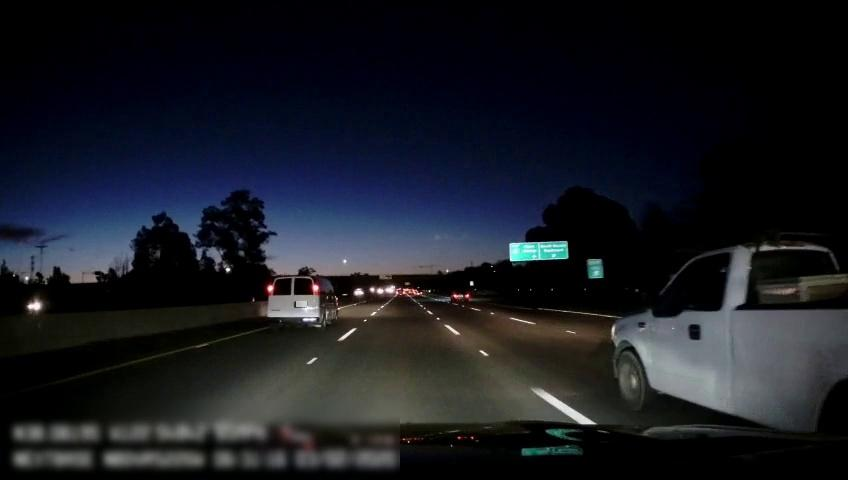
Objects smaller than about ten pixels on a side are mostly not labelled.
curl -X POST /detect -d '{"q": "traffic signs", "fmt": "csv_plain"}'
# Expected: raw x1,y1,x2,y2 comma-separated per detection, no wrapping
587,259,606,280
509,240,569,264
379,274,392,280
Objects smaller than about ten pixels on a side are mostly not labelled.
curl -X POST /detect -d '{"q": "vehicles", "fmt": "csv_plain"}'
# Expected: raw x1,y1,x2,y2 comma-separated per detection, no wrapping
352,287,367,300
266,274,340,332
610,230,848,440
26,298,43,312
450,289,471,304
